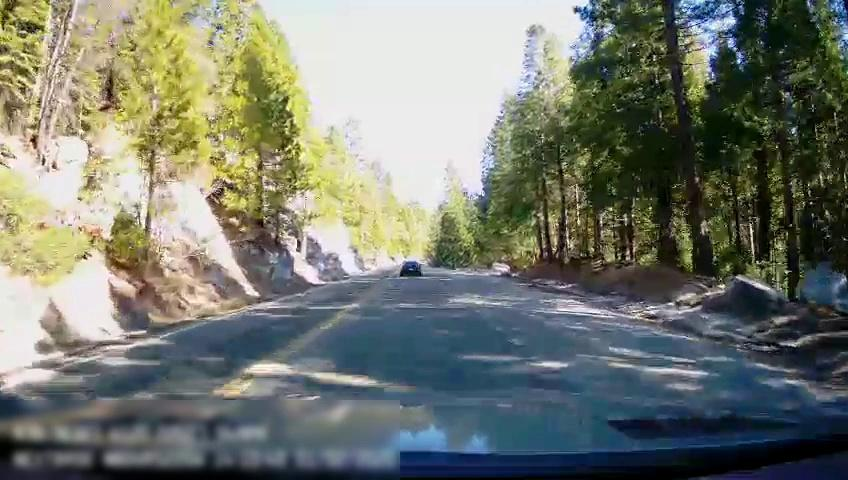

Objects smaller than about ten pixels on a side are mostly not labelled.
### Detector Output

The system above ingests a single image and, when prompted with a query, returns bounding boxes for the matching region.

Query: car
[398,260,422,277]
